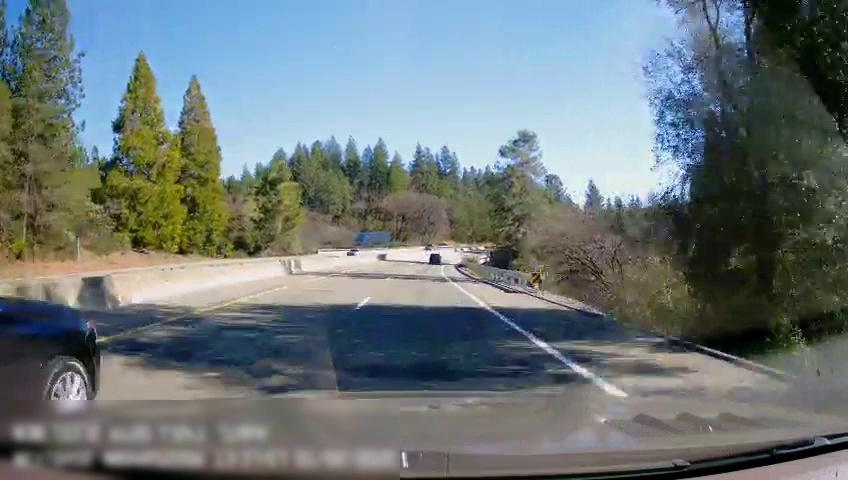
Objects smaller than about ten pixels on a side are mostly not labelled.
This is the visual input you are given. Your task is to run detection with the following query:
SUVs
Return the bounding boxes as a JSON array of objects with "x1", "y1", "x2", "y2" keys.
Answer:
[{"x1": 0, "y1": 292, "x2": 104, "y2": 422}]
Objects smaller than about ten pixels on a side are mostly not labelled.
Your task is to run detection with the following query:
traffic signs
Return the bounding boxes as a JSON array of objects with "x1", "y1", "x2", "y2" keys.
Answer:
[{"x1": 531, "y1": 272, "x2": 542, "y2": 284}]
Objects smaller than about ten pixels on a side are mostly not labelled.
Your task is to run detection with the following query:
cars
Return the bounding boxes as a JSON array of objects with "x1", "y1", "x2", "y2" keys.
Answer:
[
  {"x1": 345, "y1": 249, "x2": 362, "y2": 258},
  {"x1": 428, "y1": 253, "x2": 442, "y2": 264}
]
